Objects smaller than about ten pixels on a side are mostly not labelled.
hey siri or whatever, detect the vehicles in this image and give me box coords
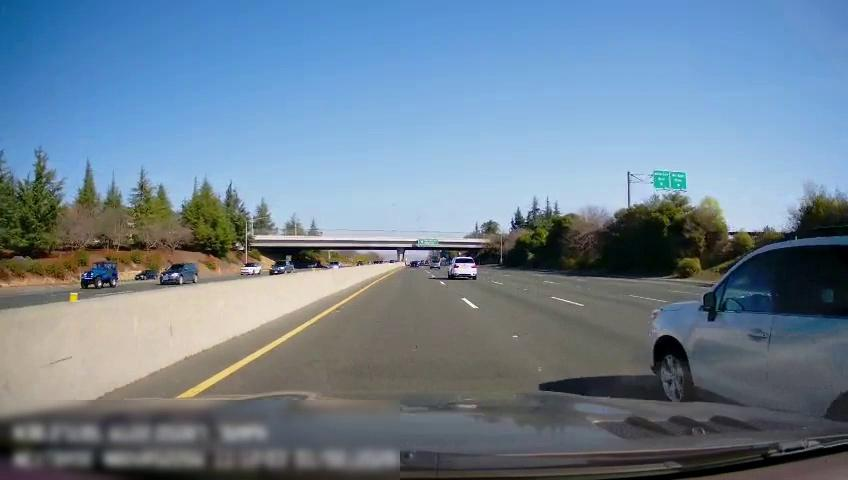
[304,260,320,268]
[445,256,478,280]
[325,261,344,268]
[268,260,295,276]
[428,259,440,269]
[409,260,419,269]
[647,234,848,419]
[134,270,157,281]
[159,264,198,286]
[80,262,118,290]
[239,263,262,276]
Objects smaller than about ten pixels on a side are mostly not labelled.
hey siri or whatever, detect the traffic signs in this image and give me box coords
[670,170,688,191]
[417,237,441,248]
[653,168,671,190]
